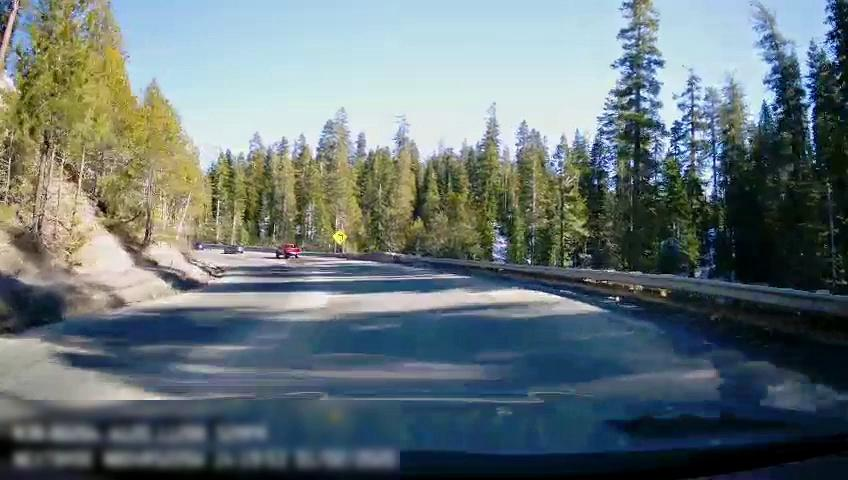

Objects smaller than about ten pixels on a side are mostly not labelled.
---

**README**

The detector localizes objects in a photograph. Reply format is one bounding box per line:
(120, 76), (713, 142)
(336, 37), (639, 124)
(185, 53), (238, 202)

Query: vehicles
(222, 243), (244, 254)
(192, 241), (204, 250)
(274, 241), (302, 261)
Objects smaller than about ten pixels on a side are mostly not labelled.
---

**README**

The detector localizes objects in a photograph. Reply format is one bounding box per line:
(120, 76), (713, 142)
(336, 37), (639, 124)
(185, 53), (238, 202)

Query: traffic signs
(333, 228), (345, 244)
